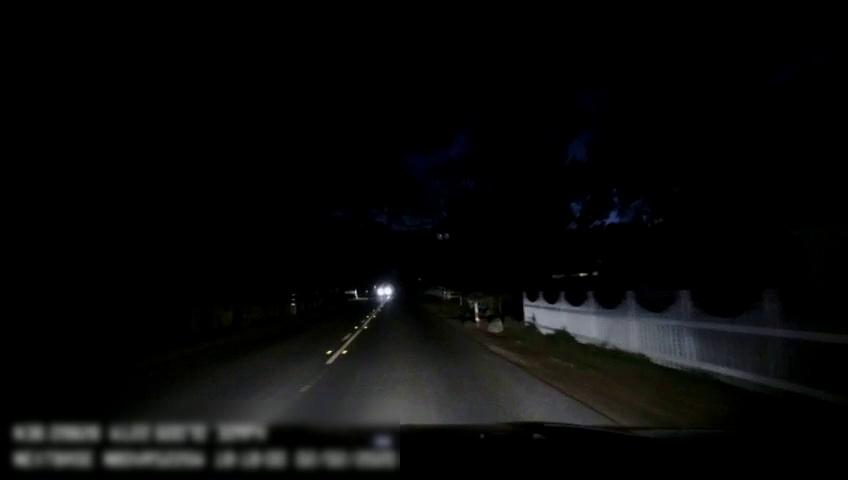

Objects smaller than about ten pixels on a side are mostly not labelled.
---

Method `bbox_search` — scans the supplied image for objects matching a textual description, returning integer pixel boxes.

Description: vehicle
[377,281,394,296]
